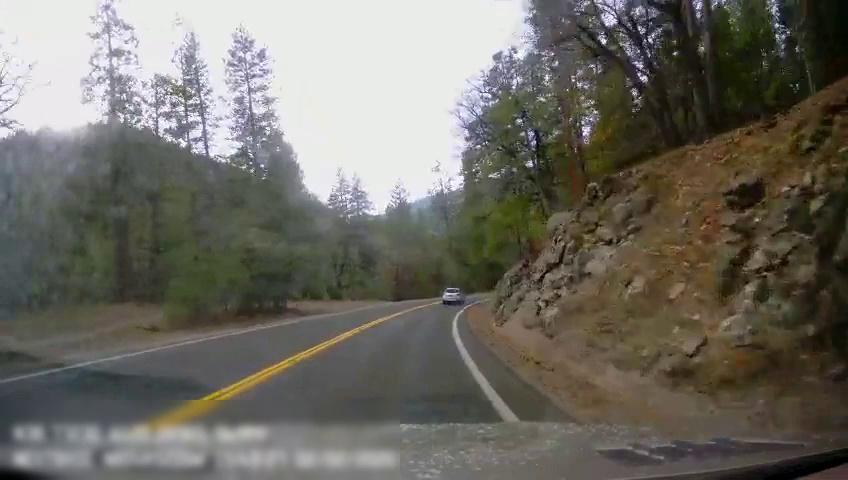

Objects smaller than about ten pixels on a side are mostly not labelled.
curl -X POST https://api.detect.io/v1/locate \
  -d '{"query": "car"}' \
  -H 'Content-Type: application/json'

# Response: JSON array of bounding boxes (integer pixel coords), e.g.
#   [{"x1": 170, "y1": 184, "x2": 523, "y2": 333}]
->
[{"x1": 442, "y1": 287, "x2": 462, "y2": 305}]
